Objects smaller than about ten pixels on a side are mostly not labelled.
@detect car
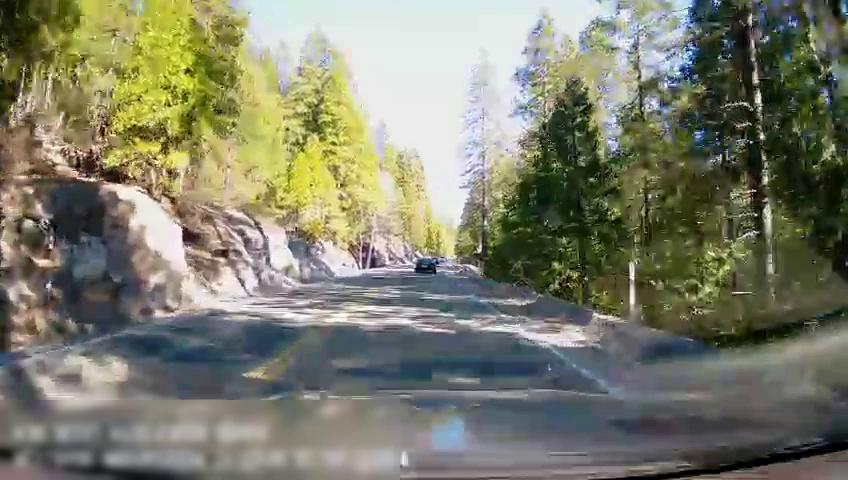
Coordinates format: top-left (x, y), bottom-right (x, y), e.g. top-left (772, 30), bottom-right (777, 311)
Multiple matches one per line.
top-left (415, 255), bottom-right (438, 274)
